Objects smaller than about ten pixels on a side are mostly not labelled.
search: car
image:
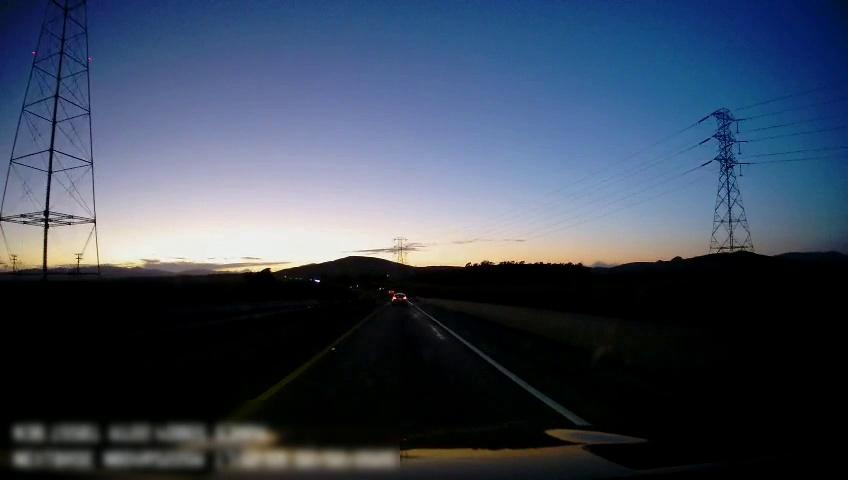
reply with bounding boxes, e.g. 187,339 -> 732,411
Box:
391,293 -> 409,308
